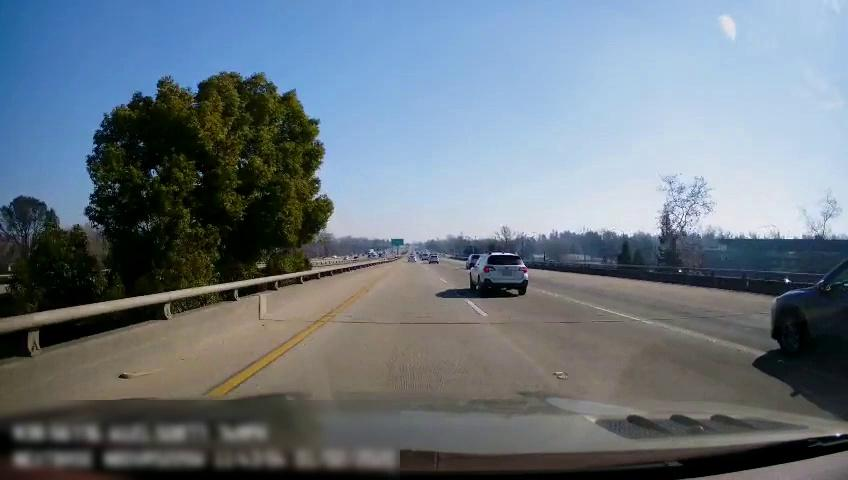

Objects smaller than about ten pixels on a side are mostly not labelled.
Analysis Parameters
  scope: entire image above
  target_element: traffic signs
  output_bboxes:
[390,238,404,247]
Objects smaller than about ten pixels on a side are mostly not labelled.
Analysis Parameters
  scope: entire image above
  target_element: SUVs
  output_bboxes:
[770,257,848,362]
[465,253,482,270]
[469,252,529,296]
[427,254,440,265]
